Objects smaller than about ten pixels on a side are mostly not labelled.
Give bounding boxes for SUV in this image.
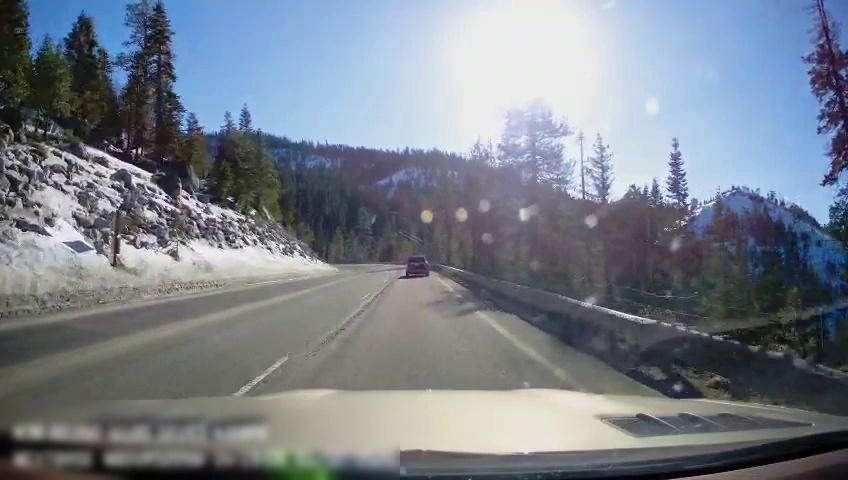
[405,256,428,277]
